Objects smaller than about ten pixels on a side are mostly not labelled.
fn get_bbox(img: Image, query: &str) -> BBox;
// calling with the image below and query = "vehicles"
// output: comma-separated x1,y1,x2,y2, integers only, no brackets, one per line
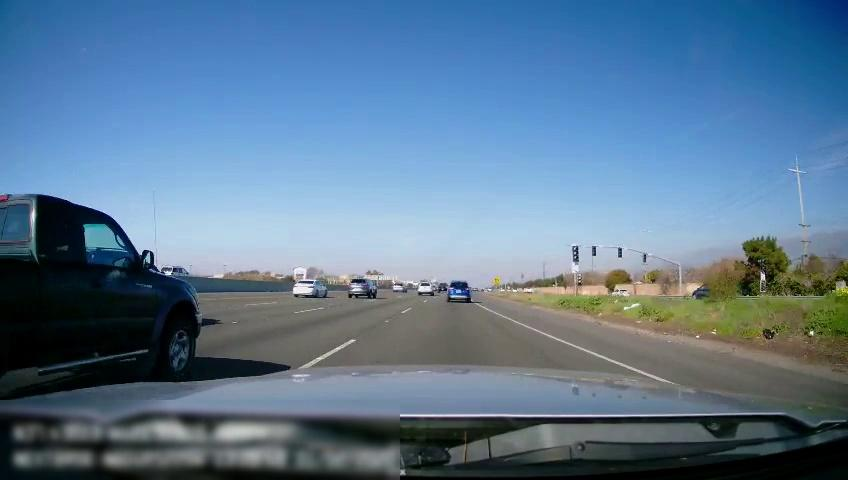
161,265,190,277
437,282,449,294
0,192,204,383
611,288,631,297
347,278,378,299
417,281,435,297
292,279,329,299
691,282,711,301
447,280,472,303
392,282,408,293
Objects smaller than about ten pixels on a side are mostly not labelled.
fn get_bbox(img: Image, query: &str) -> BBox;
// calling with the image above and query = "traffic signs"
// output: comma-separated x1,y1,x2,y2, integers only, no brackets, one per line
571,262,580,273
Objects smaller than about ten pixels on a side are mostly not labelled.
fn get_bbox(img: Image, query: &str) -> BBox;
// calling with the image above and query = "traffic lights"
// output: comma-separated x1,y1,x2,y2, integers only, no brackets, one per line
571,245,580,263
576,273,583,287
591,245,597,257
617,247,623,259
759,279,767,292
